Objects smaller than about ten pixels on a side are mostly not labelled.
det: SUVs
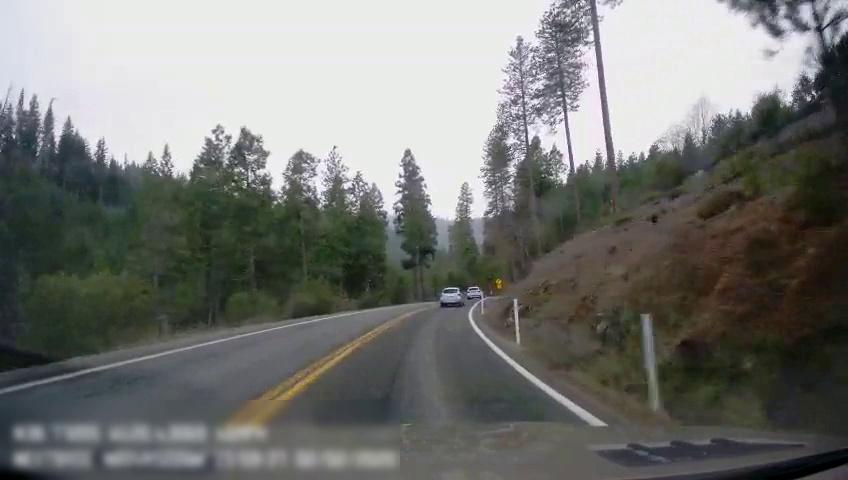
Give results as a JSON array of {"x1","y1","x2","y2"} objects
[
  {"x1": 466, "y1": 286, "x2": 483, "y2": 300},
  {"x1": 440, "y1": 287, "x2": 466, "y2": 307}
]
